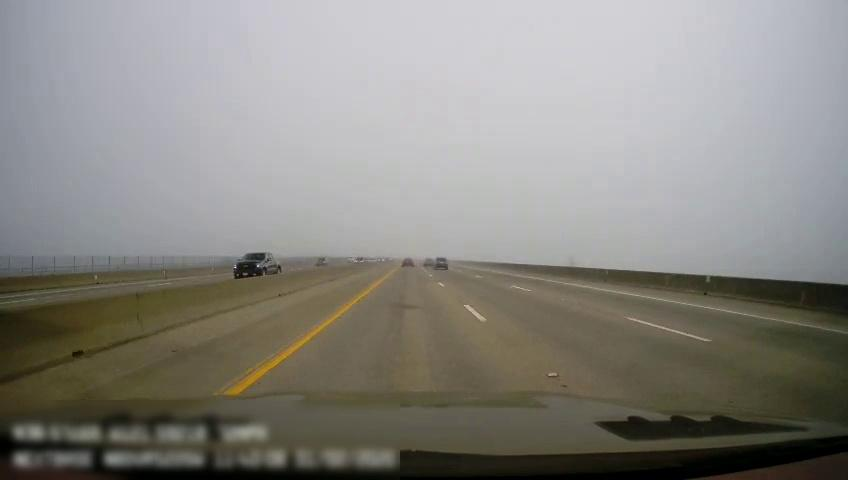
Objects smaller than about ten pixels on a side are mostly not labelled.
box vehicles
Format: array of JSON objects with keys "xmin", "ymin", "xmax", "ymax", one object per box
[
  {"xmin": 423, "ymin": 258, "xmax": 434, "ymax": 267},
  {"xmin": 315, "ymin": 256, "xmax": 330, "ymax": 267},
  {"xmin": 433, "ymin": 256, "xmax": 449, "ymax": 270},
  {"xmin": 353, "ymin": 256, "xmax": 369, "ymax": 265},
  {"xmin": 401, "ymin": 257, "xmax": 415, "ymax": 268},
  {"xmin": 232, "ymin": 251, "xmax": 283, "ymax": 280}
]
